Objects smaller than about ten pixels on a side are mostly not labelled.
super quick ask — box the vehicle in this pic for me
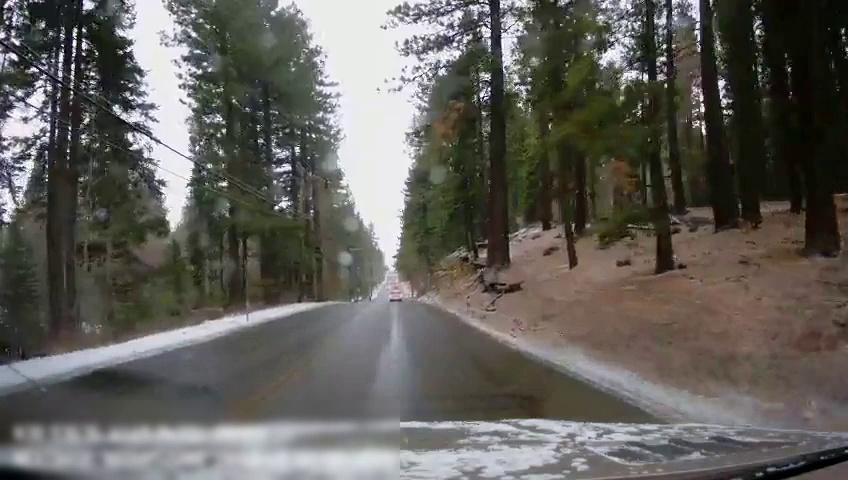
[388,290,404,303]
